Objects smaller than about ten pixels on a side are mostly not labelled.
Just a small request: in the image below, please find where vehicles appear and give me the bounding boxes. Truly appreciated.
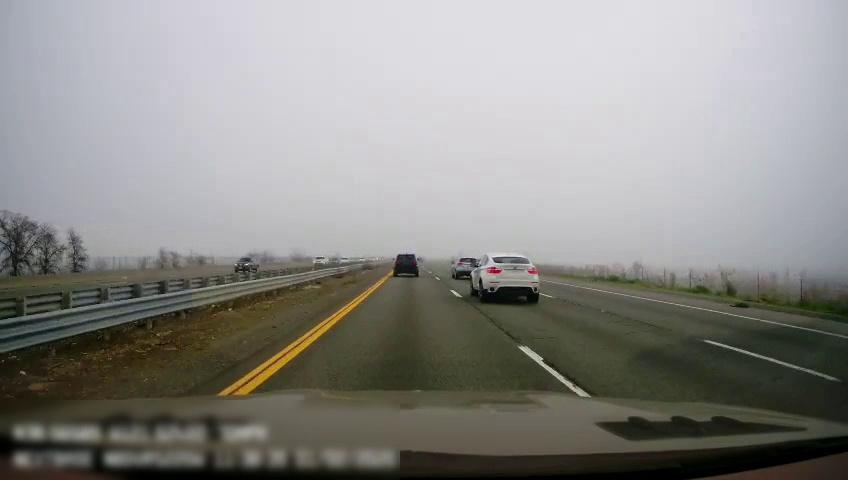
[468,251,540,304]
[329,257,340,265]
[312,255,331,267]
[392,253,421,277]
[339,257,352,265]
[234,256,261,274]
[450,256,481,281]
